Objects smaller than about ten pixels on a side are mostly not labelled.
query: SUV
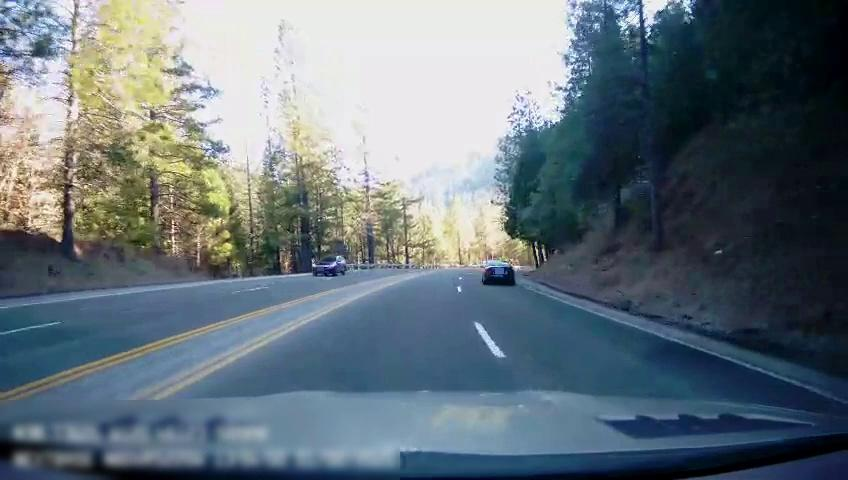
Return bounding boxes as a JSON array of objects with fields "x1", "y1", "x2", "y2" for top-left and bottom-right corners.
[{"x1": 312, "y1": 255, "x2": 347, "y2": 276}]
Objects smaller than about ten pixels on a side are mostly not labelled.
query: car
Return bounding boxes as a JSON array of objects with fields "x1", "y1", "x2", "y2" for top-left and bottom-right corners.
[{"x1": 482, "y1": 261, "x2": 516, "y2": 286}]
